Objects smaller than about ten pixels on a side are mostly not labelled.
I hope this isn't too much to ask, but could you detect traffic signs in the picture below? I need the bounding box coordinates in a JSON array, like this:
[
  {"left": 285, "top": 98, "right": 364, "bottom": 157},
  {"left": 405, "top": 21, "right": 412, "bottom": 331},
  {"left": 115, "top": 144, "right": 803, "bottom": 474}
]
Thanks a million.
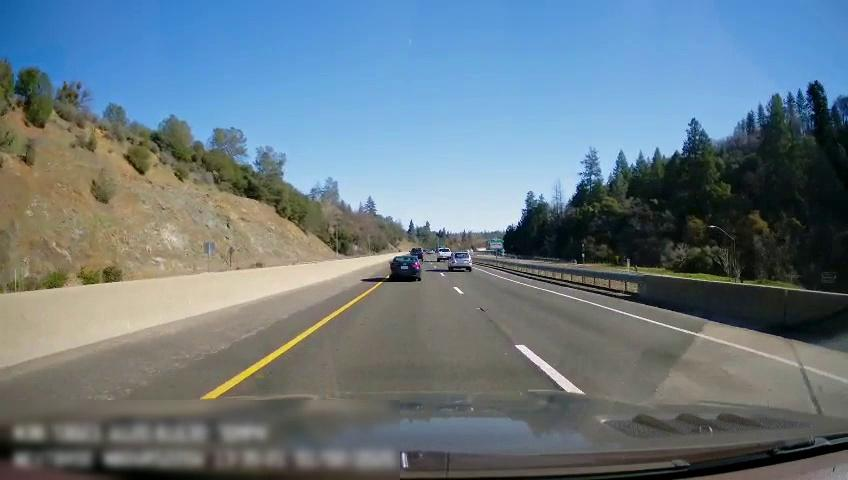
[{"left": 489, "top": 239, "right": 505, "bottom": 249}]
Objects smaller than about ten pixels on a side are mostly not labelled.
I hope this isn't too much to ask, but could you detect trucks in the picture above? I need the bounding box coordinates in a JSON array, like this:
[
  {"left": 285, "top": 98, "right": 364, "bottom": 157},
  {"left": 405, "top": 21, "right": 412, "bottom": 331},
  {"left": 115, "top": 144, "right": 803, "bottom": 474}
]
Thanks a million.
[
  {"left": 437, "top": 247, "right": 452, "bottom": 262},
  {"left": 409, "top": 247, "right": 423, "bottom": 259}
]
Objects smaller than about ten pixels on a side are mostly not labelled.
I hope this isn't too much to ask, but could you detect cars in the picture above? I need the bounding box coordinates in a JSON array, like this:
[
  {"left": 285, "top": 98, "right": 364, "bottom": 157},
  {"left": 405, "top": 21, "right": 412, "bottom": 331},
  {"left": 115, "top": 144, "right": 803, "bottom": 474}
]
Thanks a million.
[
  {"left": 387, "top": 253, "right": 423, "bottom": 283},
  {"left": 447, "top": 251, "right": 473, "bottom": 273}
]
